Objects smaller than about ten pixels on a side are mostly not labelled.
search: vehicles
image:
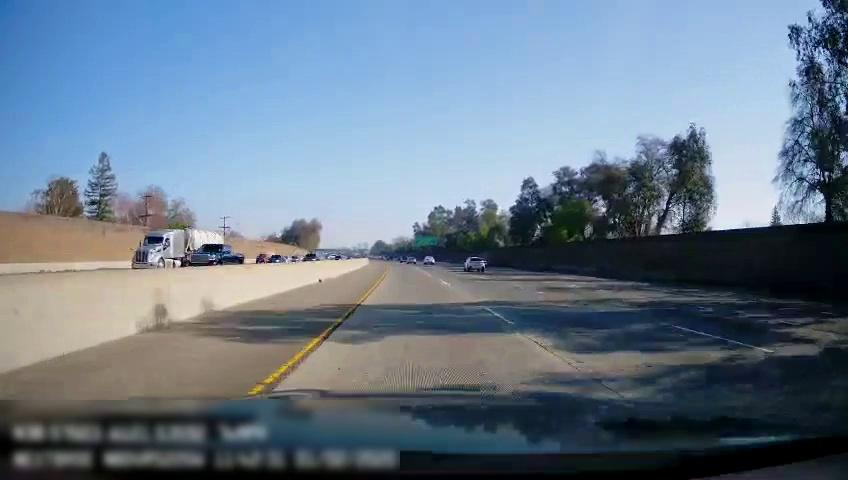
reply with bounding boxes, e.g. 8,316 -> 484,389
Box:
256,253 -> 273,264
301,253 -> 321,262
464,257 -> 485,272
423,256 -> 435,265
182,243 -> 245,268
129,229 -> 224,268
268,254 -> 289,264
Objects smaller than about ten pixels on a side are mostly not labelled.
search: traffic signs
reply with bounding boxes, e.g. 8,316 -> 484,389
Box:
414,234 -> 439,247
